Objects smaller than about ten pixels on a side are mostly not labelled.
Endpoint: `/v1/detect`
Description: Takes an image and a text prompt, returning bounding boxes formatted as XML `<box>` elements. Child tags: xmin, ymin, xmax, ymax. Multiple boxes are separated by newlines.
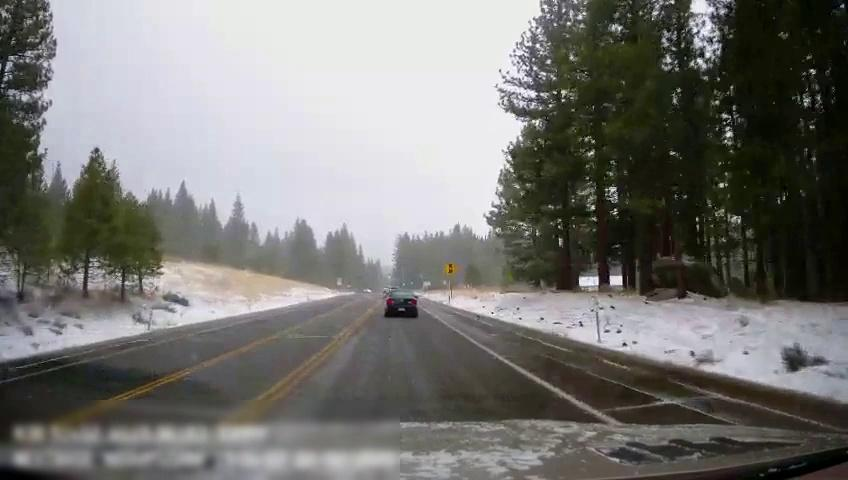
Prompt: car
<box><xmin>385</xmin><ymin>292</ymin><xmax>419</xmax><ymax>319</ymax></box>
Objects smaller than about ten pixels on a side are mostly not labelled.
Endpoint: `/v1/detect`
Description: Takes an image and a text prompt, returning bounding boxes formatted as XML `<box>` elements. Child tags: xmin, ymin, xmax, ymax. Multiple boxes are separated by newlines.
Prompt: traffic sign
<box><xmin>445</xmin><ymin>263</ymin><xmax>457</xmax><ymax>273</ymax></box>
